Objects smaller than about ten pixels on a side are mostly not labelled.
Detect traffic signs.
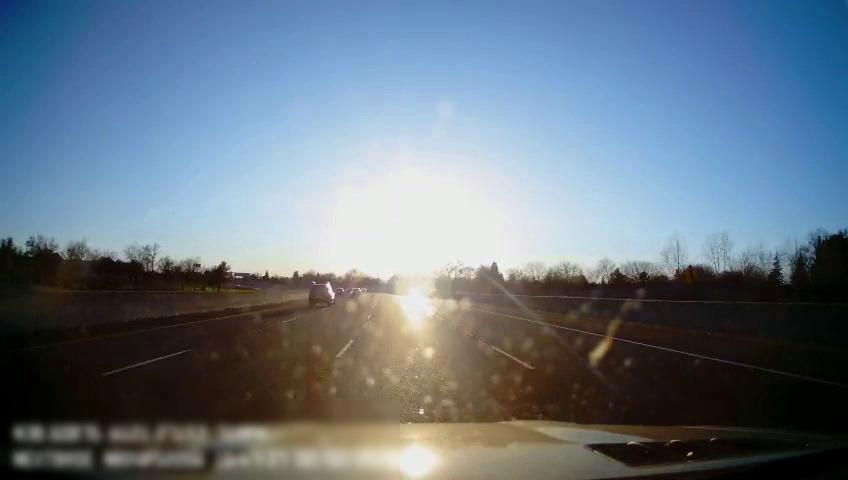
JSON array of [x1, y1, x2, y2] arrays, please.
[[683, 268, 700, 285]]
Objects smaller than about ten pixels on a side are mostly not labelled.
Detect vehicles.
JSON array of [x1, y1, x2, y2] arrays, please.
[[350, 288, 361, 298], [308, 285, 336, 308], [335, 288, 346, 297]]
